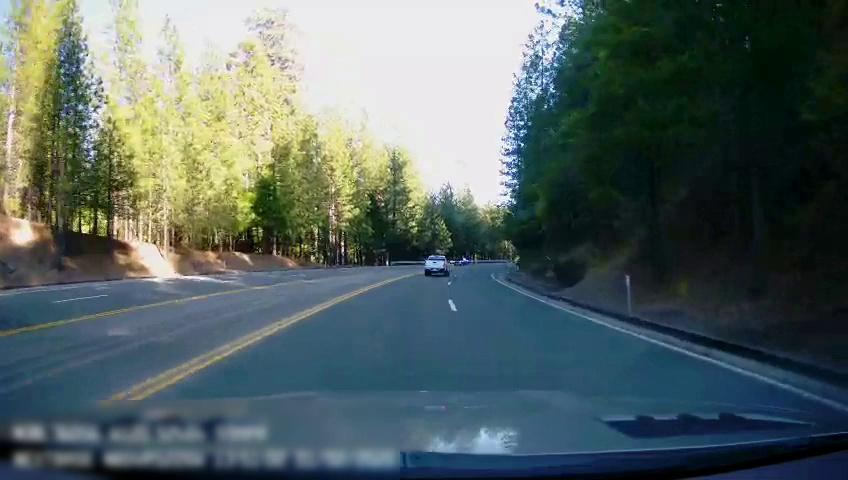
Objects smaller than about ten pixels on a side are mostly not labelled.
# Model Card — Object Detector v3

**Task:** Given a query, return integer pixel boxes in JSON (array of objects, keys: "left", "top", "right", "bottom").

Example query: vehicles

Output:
[
  {"left": 454, "top": 257, "right": 469, "bottom": 267},
  {"left": 424, "top": 255, "right": 451, "bottom": 277}
]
